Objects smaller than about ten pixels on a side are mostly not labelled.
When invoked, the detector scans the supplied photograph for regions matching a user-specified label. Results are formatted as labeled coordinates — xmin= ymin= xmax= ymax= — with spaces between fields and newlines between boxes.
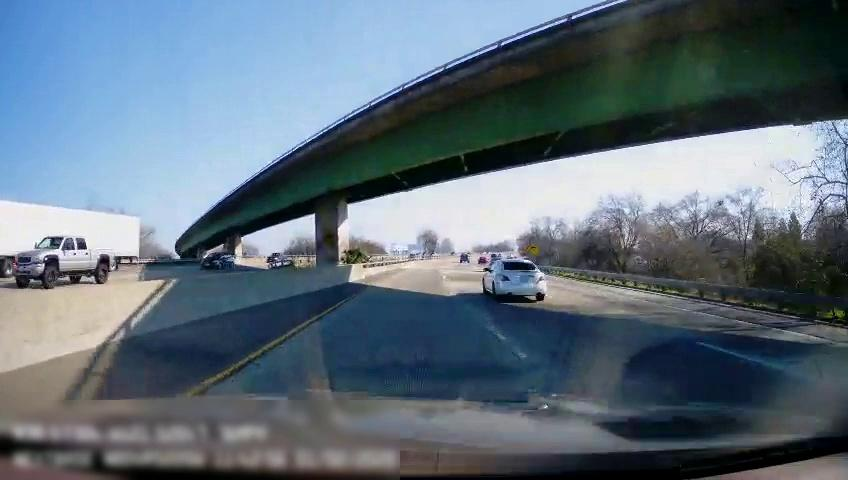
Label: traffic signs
xmin=527 ymin=242 xmax=540 ymax=256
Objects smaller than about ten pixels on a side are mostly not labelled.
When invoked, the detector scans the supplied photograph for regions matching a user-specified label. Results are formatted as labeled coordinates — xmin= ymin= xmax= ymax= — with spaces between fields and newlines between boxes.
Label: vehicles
xmin=0 ymin=200 xmax=142 ymax=276
xmin=459 ymin=253 xmax=470 ymax=263
xmin=480 ymin=259 xmax=548 ymax=303
xmin=12 ymin=235 xmax=115 ymax=289
xmin=201 ymin=252 xmax=238 ymax=271
xmin=478 ymin=256 xmax=488 ymax=264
